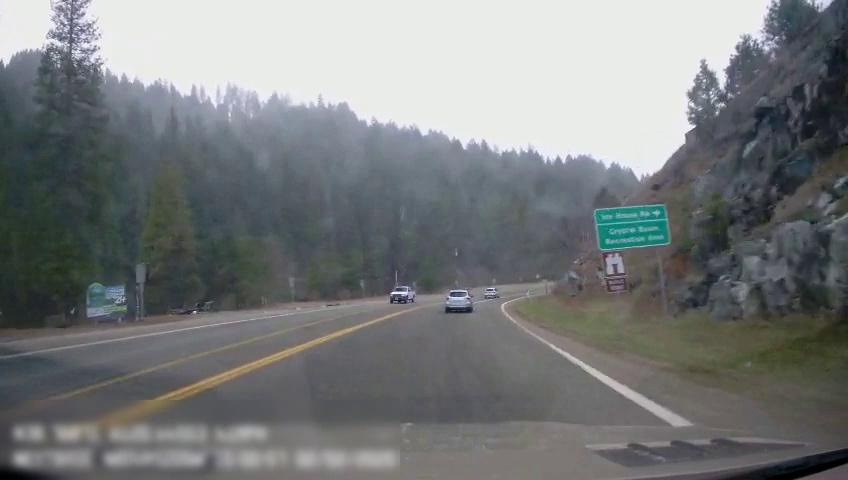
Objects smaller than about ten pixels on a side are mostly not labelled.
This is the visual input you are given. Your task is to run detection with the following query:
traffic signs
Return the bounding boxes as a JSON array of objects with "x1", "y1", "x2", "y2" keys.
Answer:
[
  {"x1": 602, "y1": 251, "x2": 625, "y2": 276},
  {"x1": 594, "y1": 203, "x2": 671, "y2": 252},
  {"x1": 604, "y1": 276, "x2": 628, "y2": 293}
]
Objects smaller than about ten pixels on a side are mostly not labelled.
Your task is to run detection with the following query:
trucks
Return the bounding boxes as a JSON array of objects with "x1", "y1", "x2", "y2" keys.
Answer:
[{"x1": 389, "y1": 286, "x2": 416, "y2": 304}]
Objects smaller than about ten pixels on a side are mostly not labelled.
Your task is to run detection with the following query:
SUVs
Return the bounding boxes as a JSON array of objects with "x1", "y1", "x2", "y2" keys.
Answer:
[
  {"x1": 445, "y1": 290, "x2": 474, "y2": 313},
  {"x1": 484, "y1": 287, "x2": 500, "y2": 298}
]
